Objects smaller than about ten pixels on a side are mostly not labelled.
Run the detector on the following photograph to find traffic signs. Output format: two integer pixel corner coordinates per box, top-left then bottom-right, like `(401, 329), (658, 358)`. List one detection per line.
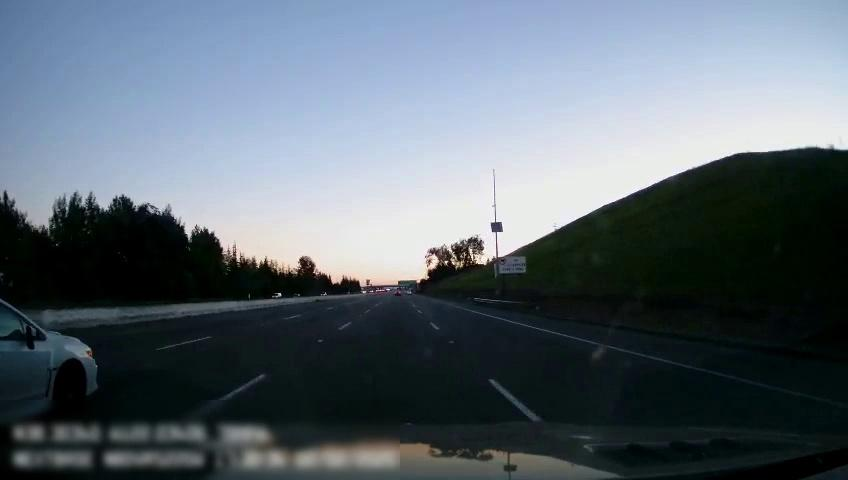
(499, 256), (527, 275)
(398, 281), (415, 288)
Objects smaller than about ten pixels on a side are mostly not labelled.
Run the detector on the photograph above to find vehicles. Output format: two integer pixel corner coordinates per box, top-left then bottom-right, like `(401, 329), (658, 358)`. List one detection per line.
(271, 292), (283, 299)
(0, 299), (99, 429)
